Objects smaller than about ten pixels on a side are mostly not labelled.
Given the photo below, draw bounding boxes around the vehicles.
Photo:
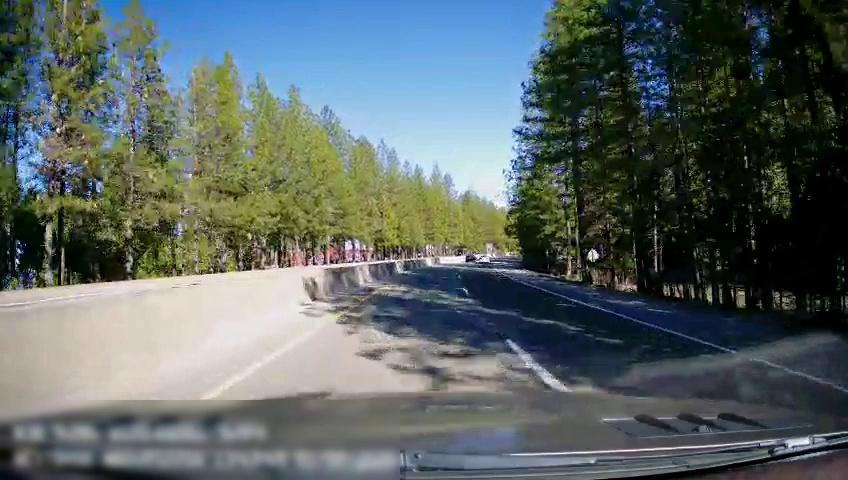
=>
[478,255,491,265]
[465,252,477,262]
